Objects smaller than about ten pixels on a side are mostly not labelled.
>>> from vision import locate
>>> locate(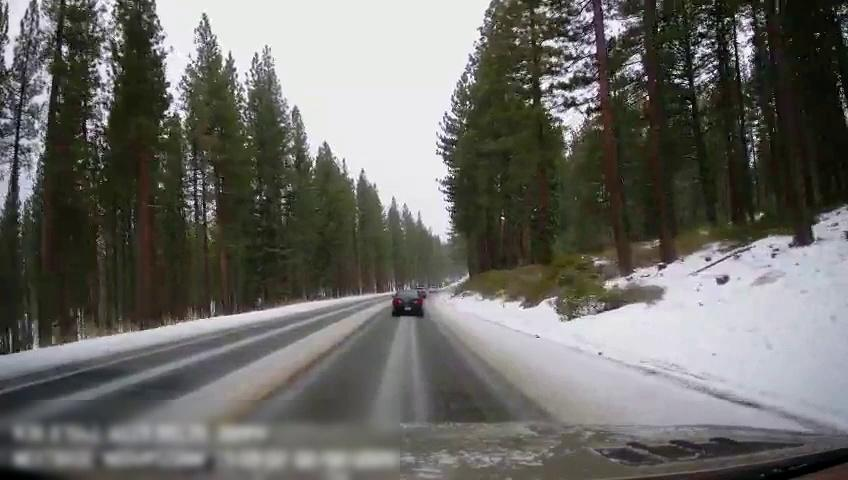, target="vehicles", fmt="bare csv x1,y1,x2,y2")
428,285,439,294
390,289,424,317
414,286,427,299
